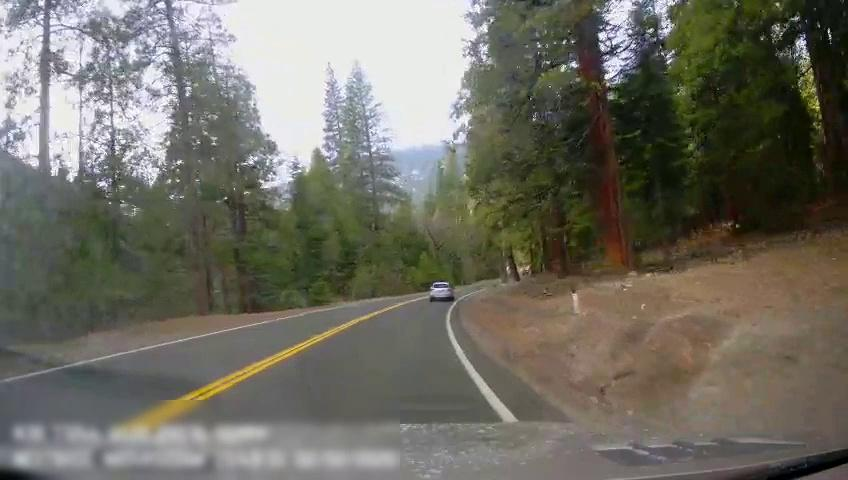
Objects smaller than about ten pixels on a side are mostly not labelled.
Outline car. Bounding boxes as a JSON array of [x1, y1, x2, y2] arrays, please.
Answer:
[[429, 281, 455, 302]]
